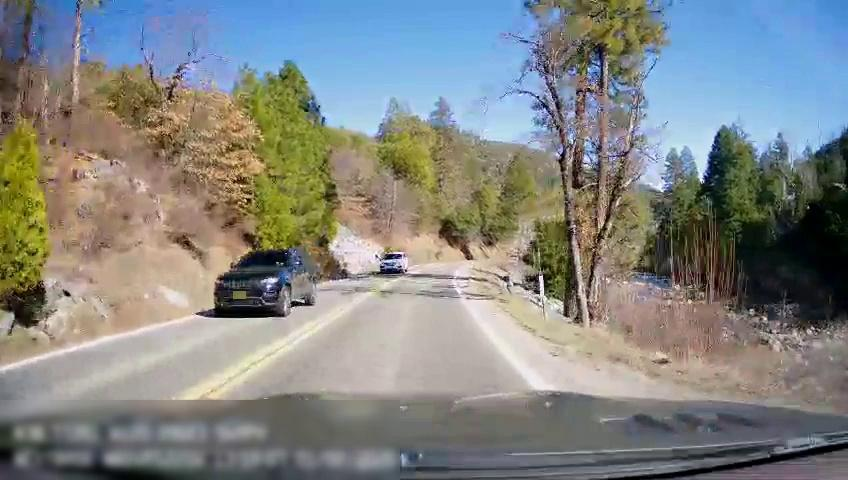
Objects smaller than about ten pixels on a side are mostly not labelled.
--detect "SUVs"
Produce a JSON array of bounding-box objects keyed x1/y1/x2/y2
[
  {"x1": 377, "y1": 252, "x2": 409, "y2": 274},
  {"x1": 211, "y1": 248, "x2": 321, "y2": 317}
]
